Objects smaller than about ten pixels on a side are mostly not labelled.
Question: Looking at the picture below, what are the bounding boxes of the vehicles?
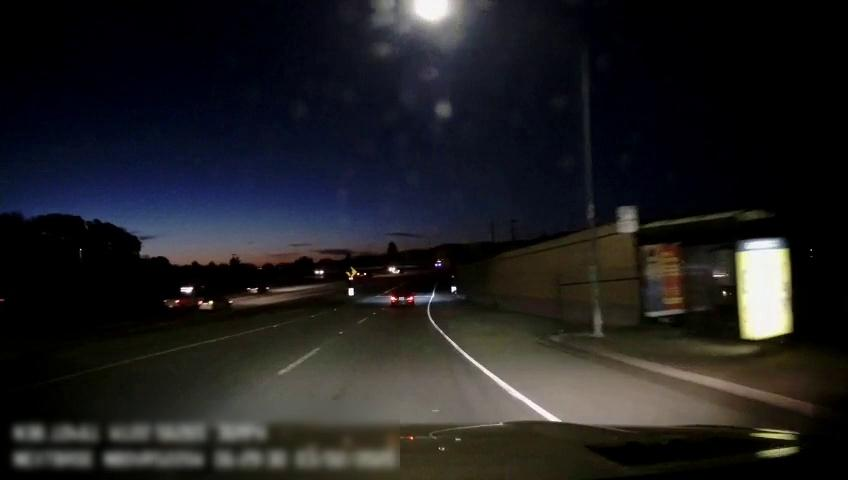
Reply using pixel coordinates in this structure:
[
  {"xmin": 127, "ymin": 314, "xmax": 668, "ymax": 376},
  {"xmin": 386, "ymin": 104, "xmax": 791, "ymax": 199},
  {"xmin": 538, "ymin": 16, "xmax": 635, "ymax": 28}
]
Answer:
[
  {"xmin": 195, "ymin": 293, "xmax": 233, "ymax": 312},
  {"xmin": 355, "ymin": 267, "xmax": 375, "ymax": 280},
  {"xmin": 244, "ymin": 281, "xmax": 267, "ymax": 297},
  {"xmin": 312, "ymin": 267, "xmax": 328, "ymax": 277},
  {"xmin": 390, "ymin": 289, "xmax": 416, "ymax": 311},
  {"xmin": 161, "ymin": 291, "xmax": 197, "ymax": 311}
]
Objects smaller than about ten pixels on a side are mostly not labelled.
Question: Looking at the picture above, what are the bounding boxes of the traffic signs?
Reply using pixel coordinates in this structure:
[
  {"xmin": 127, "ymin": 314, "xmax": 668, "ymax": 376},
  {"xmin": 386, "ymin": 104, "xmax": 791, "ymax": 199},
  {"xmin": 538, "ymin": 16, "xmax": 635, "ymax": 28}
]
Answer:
[{"xmin": 346, "ymin": 266, "xmax": 358, "ymax": 278}]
